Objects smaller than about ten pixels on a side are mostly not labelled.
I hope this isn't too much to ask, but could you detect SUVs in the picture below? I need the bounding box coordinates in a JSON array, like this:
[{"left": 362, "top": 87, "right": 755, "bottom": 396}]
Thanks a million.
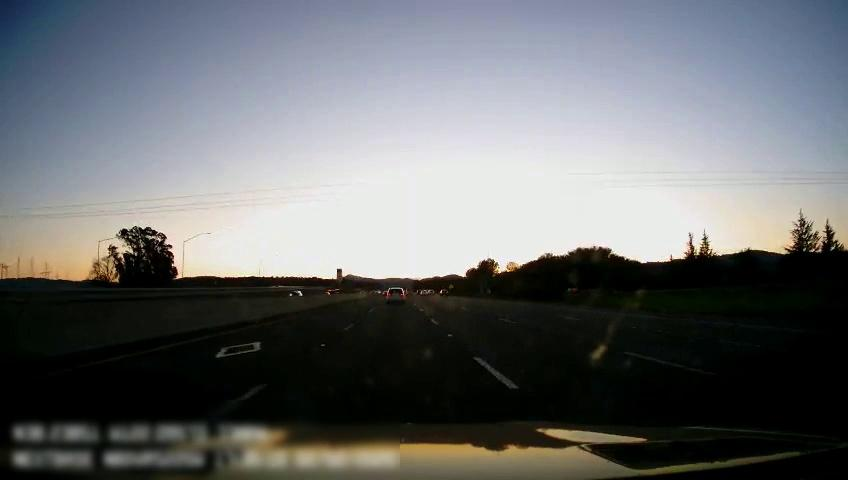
[
  {"left": 289, "top": 290, "right": 303, "bottom": 297},
  {"left": 385, "top": 287, "right": 406, "bottom": 305}
]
